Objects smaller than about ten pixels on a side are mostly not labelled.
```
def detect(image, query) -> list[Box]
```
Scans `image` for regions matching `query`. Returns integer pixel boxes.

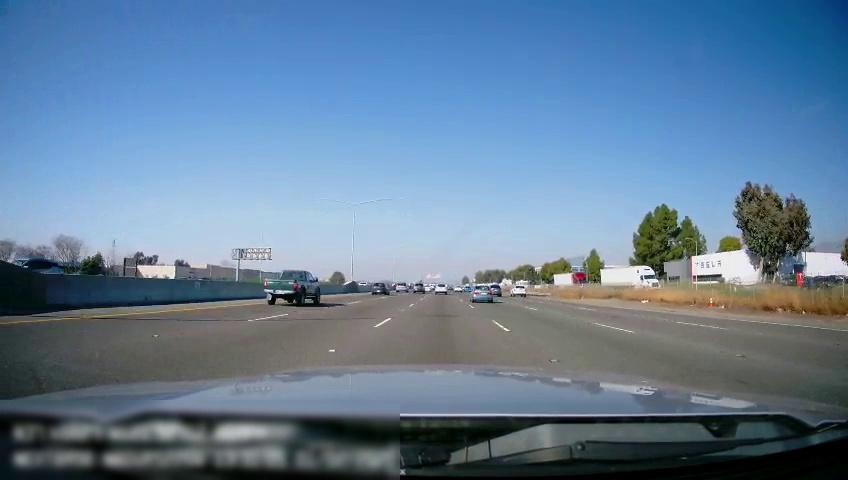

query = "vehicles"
[599,264,662,290]
[488,284,502,298]
[413,283,425,294]
[371,283,390,296]
[509,284,527,298]
[12,257,66,276]
[358,281,369,287]
[470,286,494,304]
[264,269,322,306]
[515,279,529,289]
[434,284,448,296]
[395,282,409,293]
[553,272,588,287]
